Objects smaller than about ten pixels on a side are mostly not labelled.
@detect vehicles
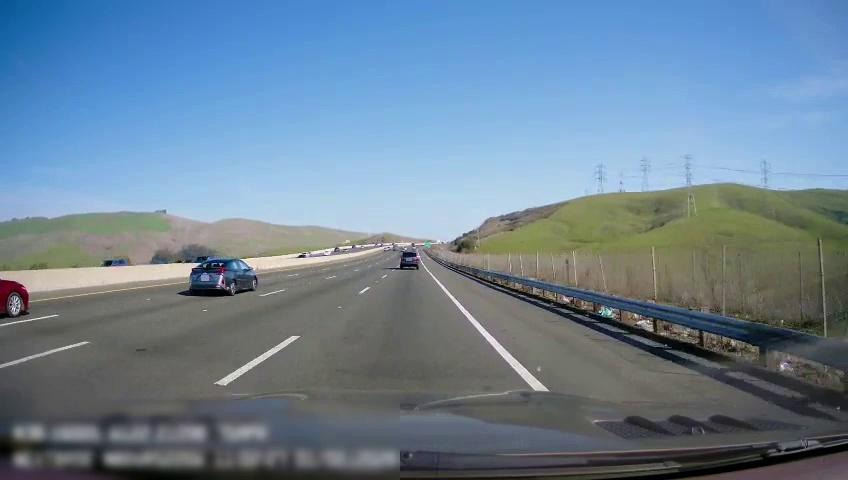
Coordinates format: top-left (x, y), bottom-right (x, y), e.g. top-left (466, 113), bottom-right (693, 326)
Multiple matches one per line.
top-left (189, 257), bottom-right (258, 297)
top-left (103, 257), bottom-right (129, 267)
top-left (399, 250), bottom-right (420, 269)
top-left (0, 278), bottom-right (30, 319)
top-left (193, 256), bottom-right (212, 263)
